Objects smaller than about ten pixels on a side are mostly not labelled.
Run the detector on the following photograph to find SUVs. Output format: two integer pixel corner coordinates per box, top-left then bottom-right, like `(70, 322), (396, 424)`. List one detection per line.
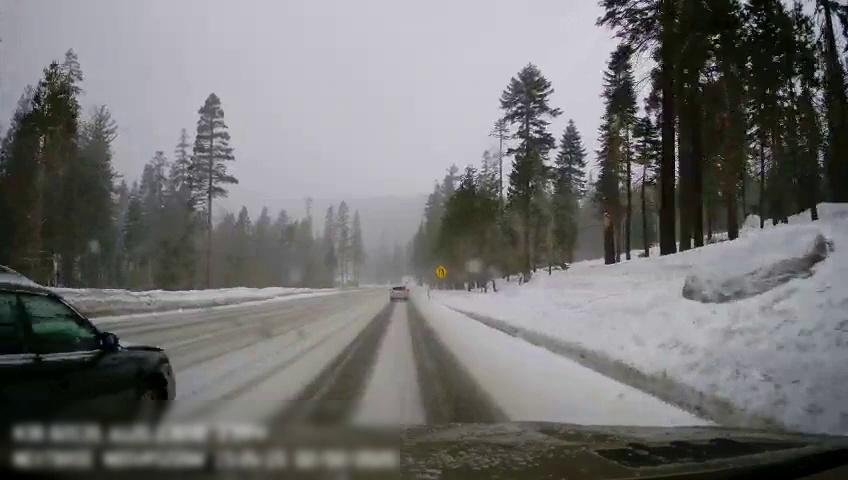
(389, 286), (408, 301)
(0, 266), (177, 440)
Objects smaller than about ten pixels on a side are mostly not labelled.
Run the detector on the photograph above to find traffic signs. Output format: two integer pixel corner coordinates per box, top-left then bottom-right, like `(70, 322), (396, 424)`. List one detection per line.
(434, 264), (449, 280)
